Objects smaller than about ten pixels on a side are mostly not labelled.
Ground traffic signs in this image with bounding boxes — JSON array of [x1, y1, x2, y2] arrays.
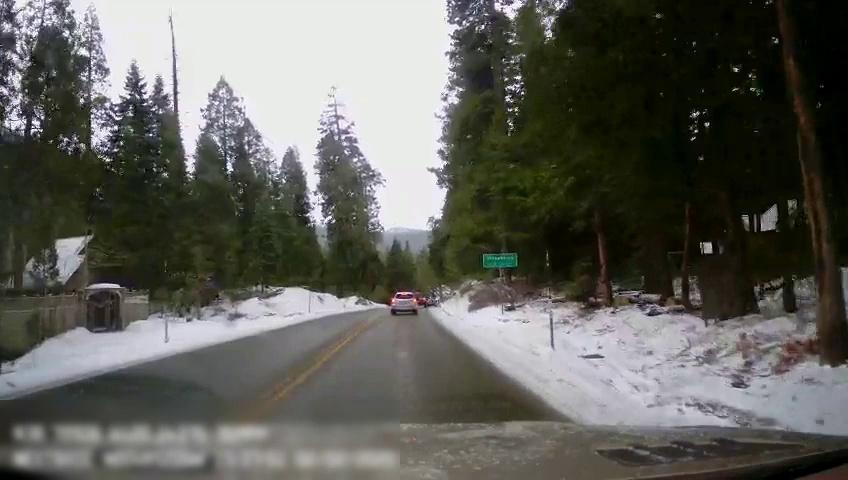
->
[[481, 252, 519, 268]]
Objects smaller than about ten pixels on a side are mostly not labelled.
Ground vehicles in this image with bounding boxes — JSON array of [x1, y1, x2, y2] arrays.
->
[[405, 291, 428, 309], [391, 291, 418, 315]]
